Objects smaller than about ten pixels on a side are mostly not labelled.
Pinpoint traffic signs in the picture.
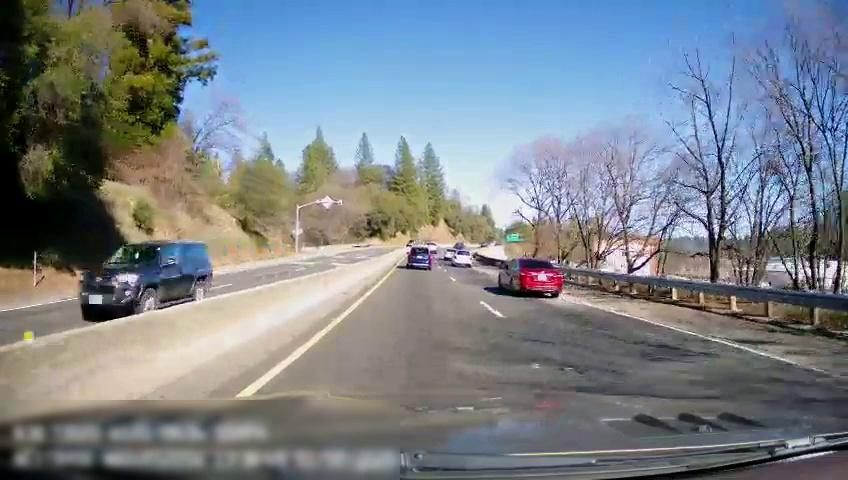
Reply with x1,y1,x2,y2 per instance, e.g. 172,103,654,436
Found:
506,231,524,242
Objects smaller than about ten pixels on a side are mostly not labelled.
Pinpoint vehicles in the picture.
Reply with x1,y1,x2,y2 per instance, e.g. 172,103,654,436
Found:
450,250,473,267
80,239,216,327
444,249,456,261
407,246,433,268
498,258,565,299
423,241,437,254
